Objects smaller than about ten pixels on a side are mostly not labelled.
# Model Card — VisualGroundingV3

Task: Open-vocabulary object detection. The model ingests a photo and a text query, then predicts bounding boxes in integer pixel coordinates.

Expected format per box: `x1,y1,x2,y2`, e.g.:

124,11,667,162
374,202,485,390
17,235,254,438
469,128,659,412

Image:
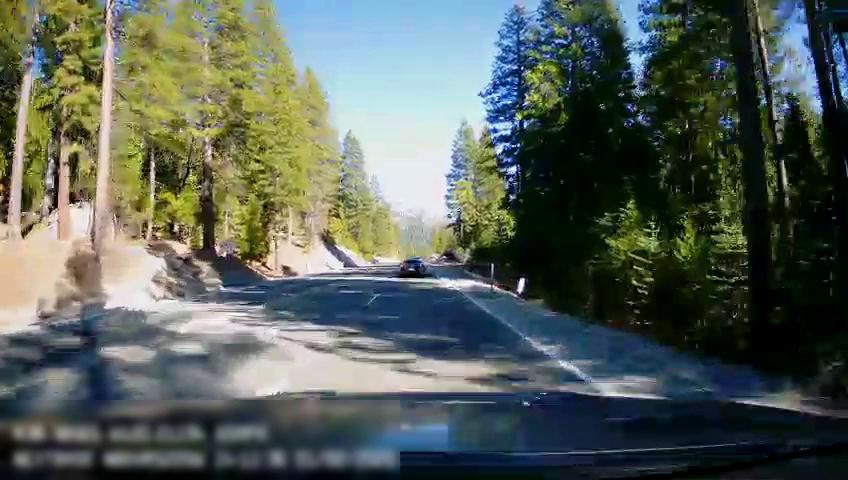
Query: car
400,258,423,277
